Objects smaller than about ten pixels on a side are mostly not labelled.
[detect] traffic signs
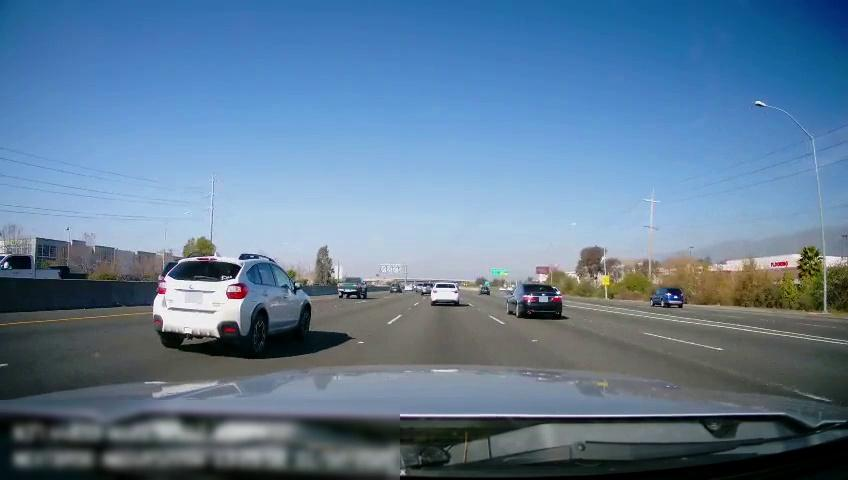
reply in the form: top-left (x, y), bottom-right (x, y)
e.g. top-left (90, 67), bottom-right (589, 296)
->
top-left (601, 275), bottom-right (610, 286)
top-left (492, 267), bottom-right (510, 277)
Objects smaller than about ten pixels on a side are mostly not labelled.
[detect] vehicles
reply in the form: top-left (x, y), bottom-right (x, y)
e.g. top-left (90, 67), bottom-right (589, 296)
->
top-left (648, 287), bottom-right (685, 309)
top-left (47, 264), bottom-right (90, 281)
top-left (404, 284), bottom-right (414, 291)
top-left (0, 253), bottom-right (62, 280)
top-left (549, 286), bottom-right (561, 297)
top-left (505, 282), bottom-right (563, 319)
top-left (389, 284), bottom-right (403, 294)
top-left (337, 276), bottom-right (369, 299)
top-left (479, 286), bottom-right (491, 296)
top-left (430, 281), bottom-right (460, 306)
top-left (421, 283), bottom-right (436, 296)
top-left (157, 260), bottom-right (181, 283)
top-left (152, 252), bottom-right (313, 355)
